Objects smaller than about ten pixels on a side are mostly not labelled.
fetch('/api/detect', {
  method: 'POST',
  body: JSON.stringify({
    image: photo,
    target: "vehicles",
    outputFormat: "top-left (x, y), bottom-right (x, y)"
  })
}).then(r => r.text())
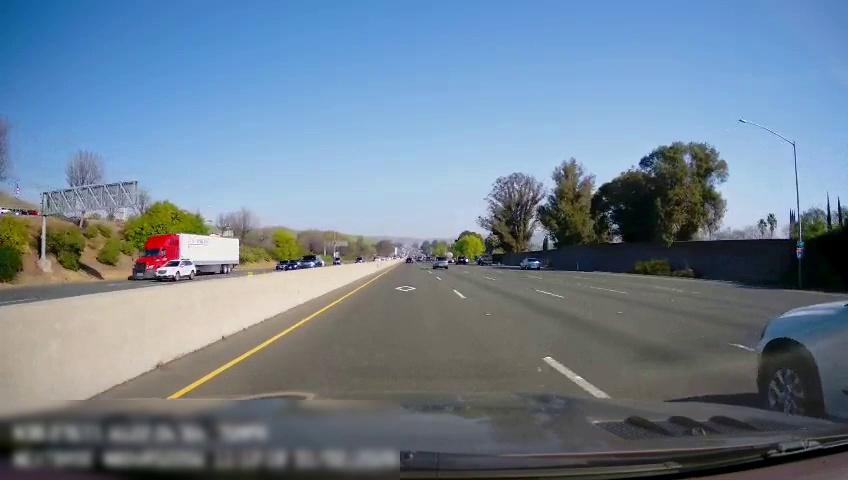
top-left (433, 257), bottom-right (449, 270)
top-left (353, 256), bottom-right (367, 263)
top-left (297, 254), bottom-right (325, 270)
top-left (520, 258), bottom-right (540, 270)
top-left (284, 259), bottom-right (300, 272)
top-left (756, 299), bottom-right (848, 425)
top-left (332, 257), bottom-right (343, 264)
top-left (476, 255), bottom-right (492, 265)
top-left (455, 255), bottom-right (467, 266)
top-left (153, 259), bottom-right (197, 283)
top-left (275, 260), bottom-right (289, 271)
top-left (132, 233), bottom-right (240, 278)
